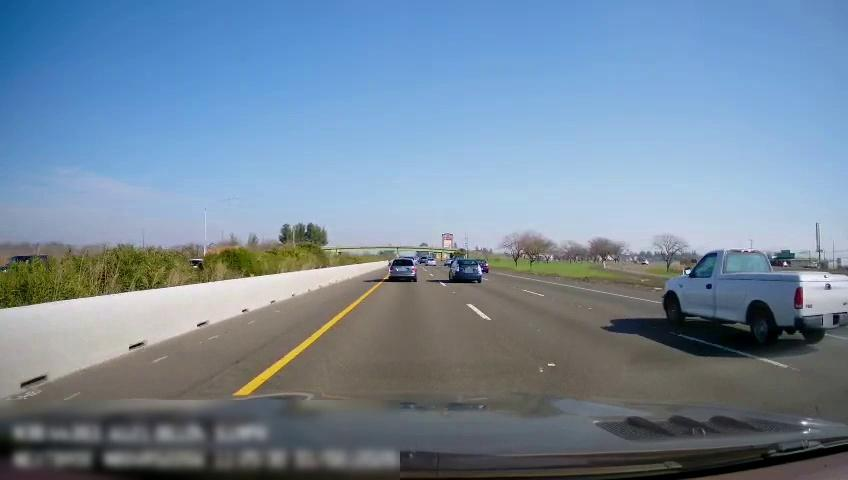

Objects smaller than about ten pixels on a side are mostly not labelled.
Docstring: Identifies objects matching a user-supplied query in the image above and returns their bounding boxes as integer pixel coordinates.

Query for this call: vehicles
[420,256,431,265]
[661,248,848,349]
[189,260,205,271]
[447,259,483,285]
[476,258,490,274]
[387,257,418,282]
[0,254,51,275]
[425,257,438,267]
